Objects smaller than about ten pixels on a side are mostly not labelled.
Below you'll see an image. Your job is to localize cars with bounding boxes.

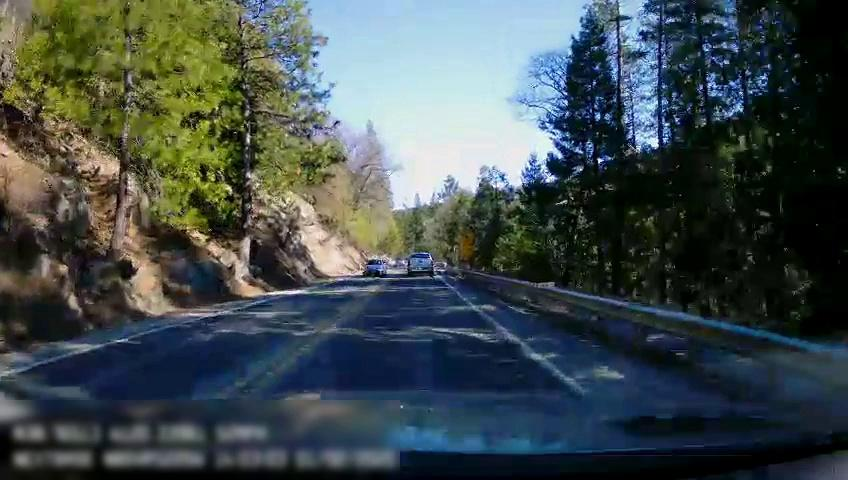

[362,258,387,277]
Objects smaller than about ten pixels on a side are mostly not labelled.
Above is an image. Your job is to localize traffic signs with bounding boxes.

[459,242,474,257]
[458,225,474,243]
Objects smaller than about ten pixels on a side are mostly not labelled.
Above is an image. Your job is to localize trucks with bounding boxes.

[407,251,435,276]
